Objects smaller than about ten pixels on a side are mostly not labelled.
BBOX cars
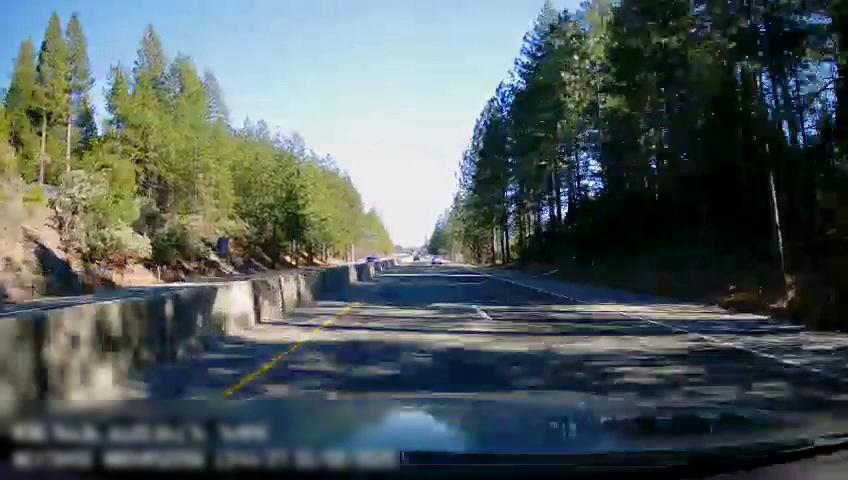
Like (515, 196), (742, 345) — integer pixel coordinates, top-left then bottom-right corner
(430, 254), (444, 265)
(365, 255), (380, 263)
